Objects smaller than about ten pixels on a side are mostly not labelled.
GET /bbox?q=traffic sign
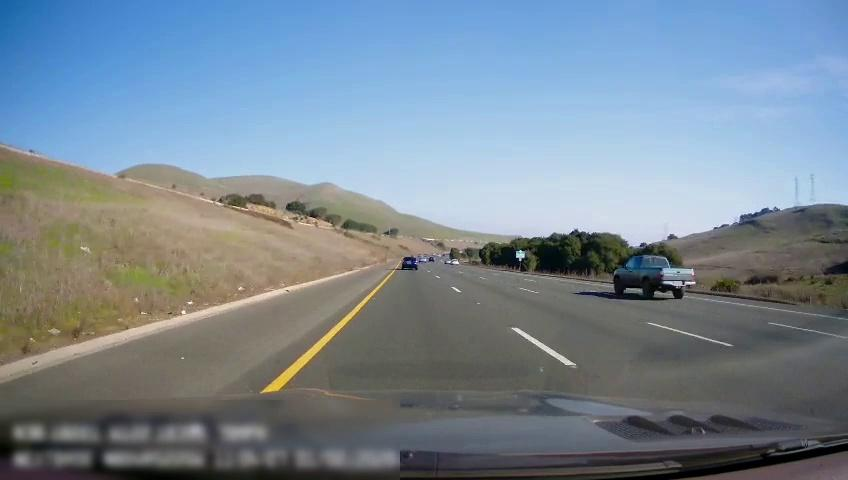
[515,251,526,259]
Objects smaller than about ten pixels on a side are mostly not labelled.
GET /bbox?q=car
[401,256,419,270]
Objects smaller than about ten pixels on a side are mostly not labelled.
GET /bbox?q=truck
[613,254,698,299]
